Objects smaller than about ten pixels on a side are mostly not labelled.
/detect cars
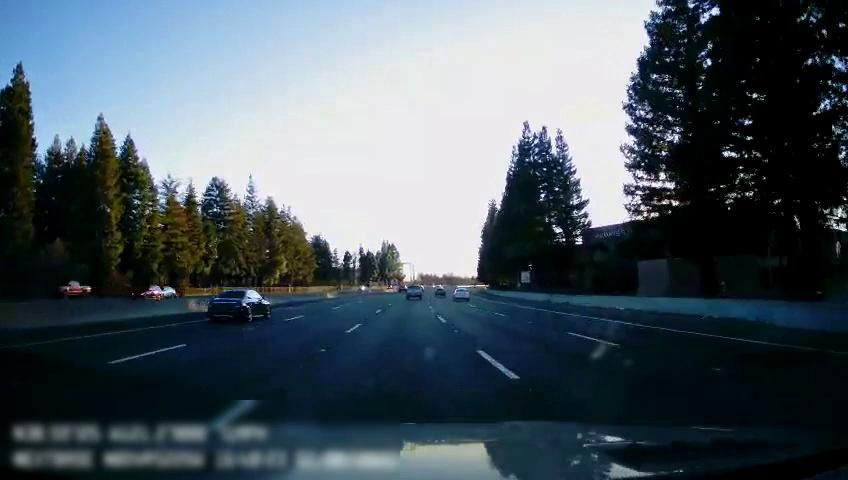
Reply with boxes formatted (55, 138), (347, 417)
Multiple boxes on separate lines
(434, 287), (446, 297)
(158, 285), (176, 299)
(207, 289), (273, 324)
(453, 288), (470, 302)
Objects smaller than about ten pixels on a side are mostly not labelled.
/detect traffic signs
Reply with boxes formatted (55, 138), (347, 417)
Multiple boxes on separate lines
(521, 271), (531, 283)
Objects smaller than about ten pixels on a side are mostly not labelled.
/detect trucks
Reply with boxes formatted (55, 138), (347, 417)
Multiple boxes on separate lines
(55, 279), (92, 300)
(406, 286), (421, 299)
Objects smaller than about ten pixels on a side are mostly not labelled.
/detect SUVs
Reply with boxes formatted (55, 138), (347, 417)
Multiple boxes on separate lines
(129, 284), (164, 301)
